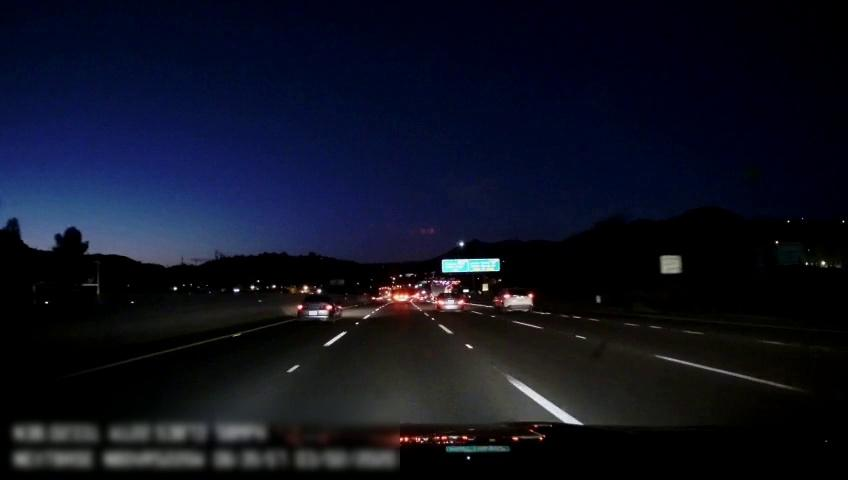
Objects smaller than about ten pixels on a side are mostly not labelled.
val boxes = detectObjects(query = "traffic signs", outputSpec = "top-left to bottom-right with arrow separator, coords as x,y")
776,245 -> 804,265
659,255 -> 683,274
443,257 -> 501,272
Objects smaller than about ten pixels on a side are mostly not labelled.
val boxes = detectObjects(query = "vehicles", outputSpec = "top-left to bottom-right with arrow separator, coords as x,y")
373,294 -> 388,305
378,287 -> 392,303
436,292 -> 465,311
297,293 -> 343,326
395,291 -> 409,303
494,287 -> 533,313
